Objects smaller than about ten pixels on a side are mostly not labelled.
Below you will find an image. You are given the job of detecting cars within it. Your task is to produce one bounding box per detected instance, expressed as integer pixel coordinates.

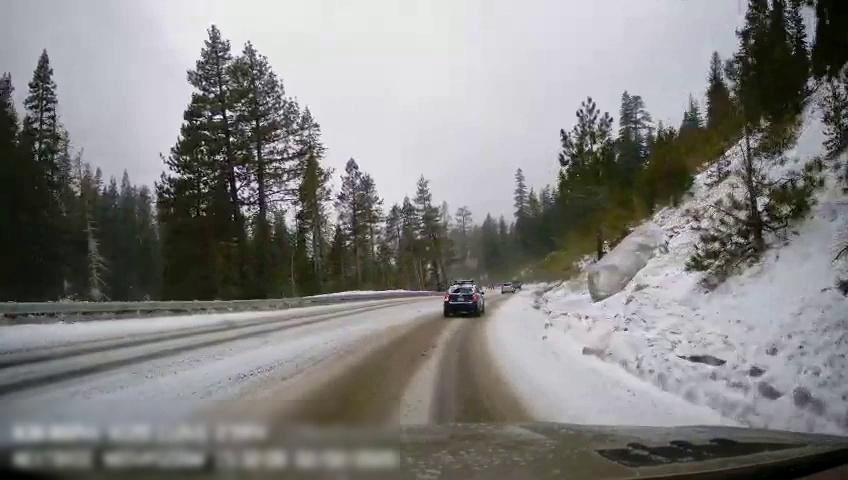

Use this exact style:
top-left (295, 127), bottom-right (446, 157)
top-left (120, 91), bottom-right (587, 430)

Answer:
top-left (501, 282), bottom-right (516, 294)
top-left (443, 279), bottom-right (486, 319)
